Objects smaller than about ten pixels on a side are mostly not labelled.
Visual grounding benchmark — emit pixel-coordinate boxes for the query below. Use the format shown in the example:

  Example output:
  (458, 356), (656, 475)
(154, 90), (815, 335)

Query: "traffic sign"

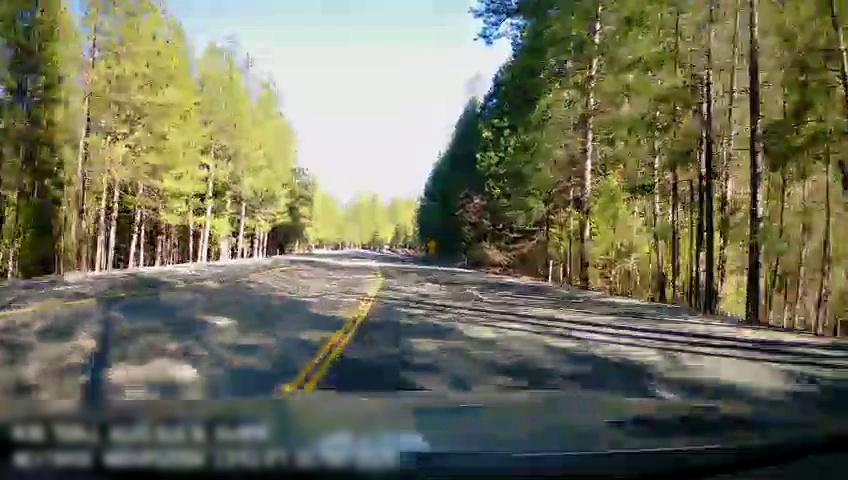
(427, 239), (438, 250)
